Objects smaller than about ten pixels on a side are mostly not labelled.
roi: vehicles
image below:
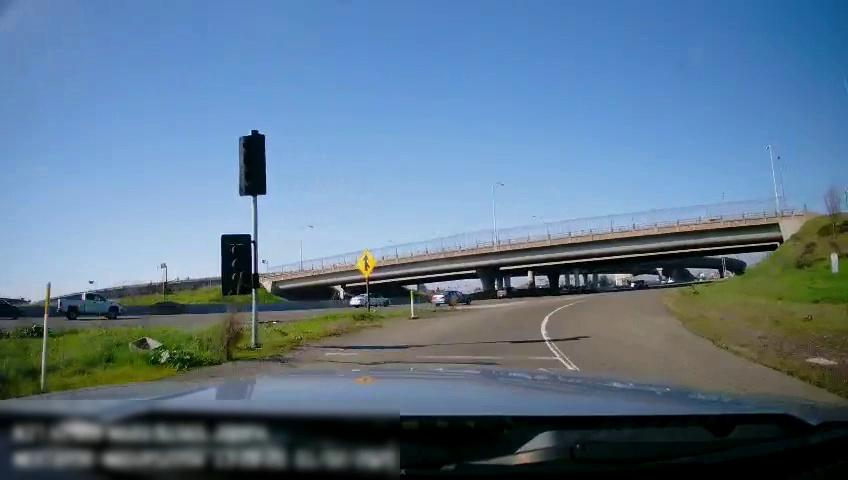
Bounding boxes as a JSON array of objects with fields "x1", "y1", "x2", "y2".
[
  {"x1": 349, "y1": 292, "x2": 394, "y2": 309},
  {"x1": 0, "y1": 297, "x2": 16, "y2": 318},
  {"x1": 56, "y1": 291, "x2": 124, "y2": 321},
  {"x1": 630, "y1": 279, "x2": 649, "y2": 291},
  {"x1": 496, "y1": 285, "x2": 520, "y2": 299},
  {"x1": 432, "y1": 290, "x2": 472, "y2": 308}
]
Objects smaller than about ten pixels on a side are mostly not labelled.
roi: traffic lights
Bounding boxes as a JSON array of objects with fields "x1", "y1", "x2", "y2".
[
  {"x1": 238, "y1": 135, "x2": 267, "y2": 195},
  {"x1": 220, "y1": 234, "x2": 252, "y2": 296}
]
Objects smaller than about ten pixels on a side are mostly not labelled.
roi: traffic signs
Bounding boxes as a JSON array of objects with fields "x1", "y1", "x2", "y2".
[{"x1": 358, "y1": 249, "x2": 375, "y2": 275}]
